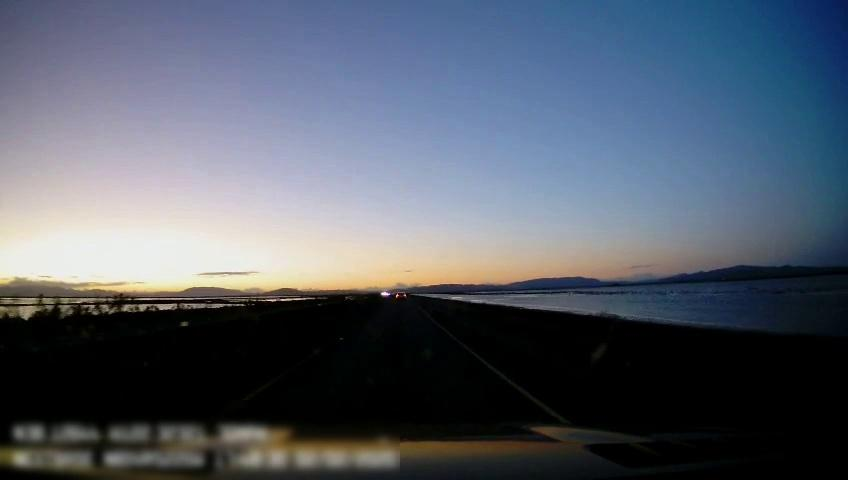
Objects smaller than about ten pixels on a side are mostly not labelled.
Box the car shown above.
[395,291,407,300]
